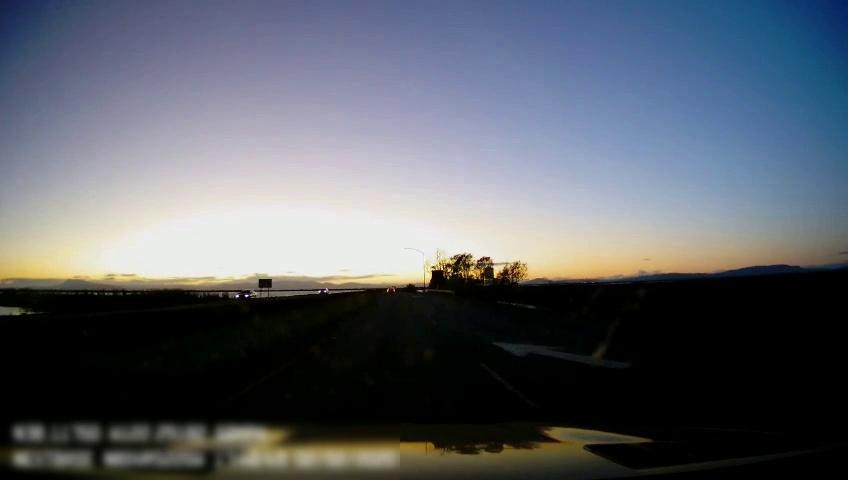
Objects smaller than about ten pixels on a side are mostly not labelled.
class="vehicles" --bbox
[236,290,256,301]
[318,288,330,295]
